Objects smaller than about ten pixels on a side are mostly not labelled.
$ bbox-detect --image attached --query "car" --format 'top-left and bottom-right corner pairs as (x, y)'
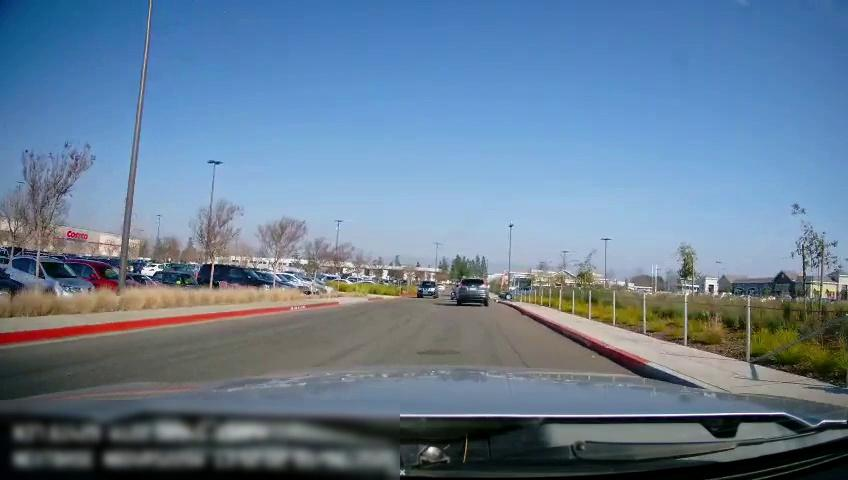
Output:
(498, 284), (534, 301)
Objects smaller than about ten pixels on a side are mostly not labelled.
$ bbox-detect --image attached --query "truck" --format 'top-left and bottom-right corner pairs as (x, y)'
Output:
(416, 279), (439, 299)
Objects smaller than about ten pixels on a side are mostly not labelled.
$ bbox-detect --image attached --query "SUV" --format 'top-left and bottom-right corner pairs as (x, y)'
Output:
(457, 278), (490, 307)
